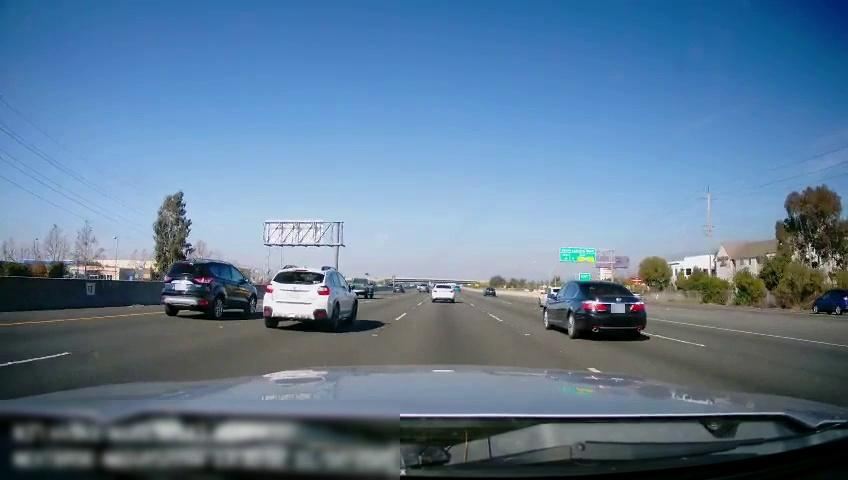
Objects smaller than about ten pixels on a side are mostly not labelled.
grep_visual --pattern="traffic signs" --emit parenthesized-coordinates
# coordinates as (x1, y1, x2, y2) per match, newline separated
(578, 271, 591, 283)
(558, 246, 598, 264)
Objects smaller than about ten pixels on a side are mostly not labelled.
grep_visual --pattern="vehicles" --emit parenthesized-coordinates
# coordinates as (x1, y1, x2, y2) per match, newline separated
(538, 286, 563, 309)
(344, 277, 375, 299)
(262, 264, 360, 331)
(161, 258, 259, 322)
(628, 290, 641, 300)
(431, 283, 455, 303)
(418, 283, 429, 293)
(392, 284, 405, 294)
(483, 285, 496, 296)
(812, 288, 848, 315)
(541, 279, 648, 340)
